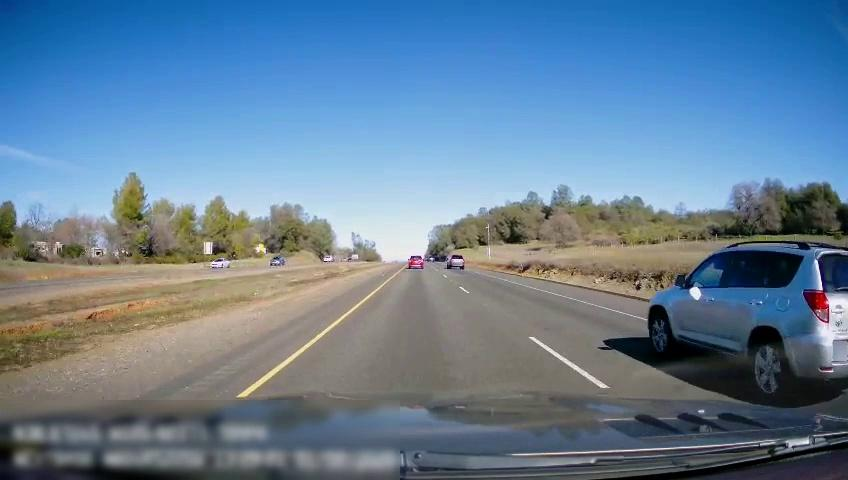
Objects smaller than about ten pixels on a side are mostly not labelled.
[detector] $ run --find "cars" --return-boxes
[210,257,232,268]
[268,256,286,267]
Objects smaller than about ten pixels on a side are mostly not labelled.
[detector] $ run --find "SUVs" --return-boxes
[647,245,848,405]
[407,255,424,270]
[446,253,466,270]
